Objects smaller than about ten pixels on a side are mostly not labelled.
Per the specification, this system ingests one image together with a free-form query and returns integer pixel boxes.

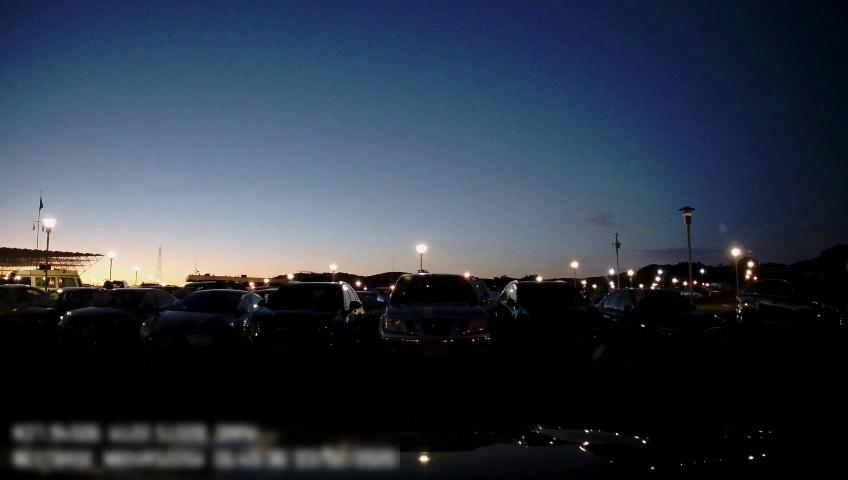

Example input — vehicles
[137,288,266,365]
[491,278,614,366]
[240,279,372,373]
[0,266,82,294]
[52,287,179,355]
[590,288,738,371]
[3,288,109,337]
[0,283,47,323]
[102,279,129,290]
[737,276,848,345]
[373,271,503,381]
